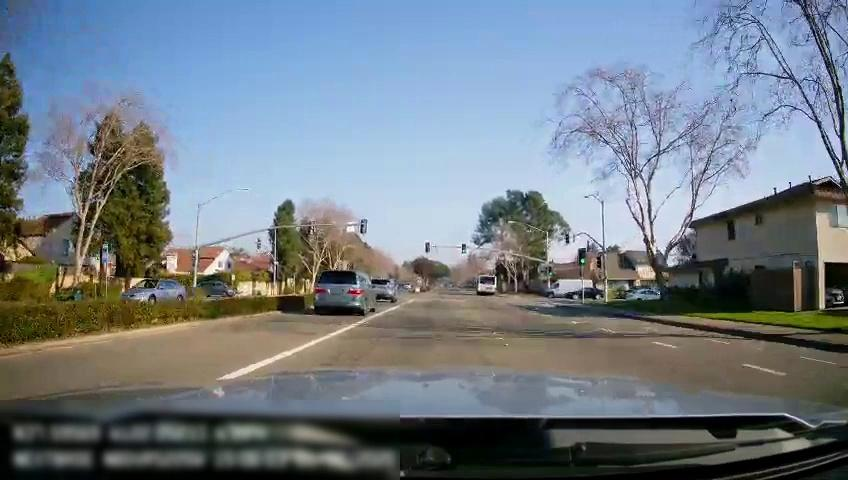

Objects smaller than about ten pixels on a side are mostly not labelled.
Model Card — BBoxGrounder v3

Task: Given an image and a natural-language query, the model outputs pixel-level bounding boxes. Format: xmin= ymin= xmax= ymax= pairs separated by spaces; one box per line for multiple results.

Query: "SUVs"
xmin=370 ymin=279 xmax=399 ymax=303
xmin=198 ymin=281 xmax=236 ymax=297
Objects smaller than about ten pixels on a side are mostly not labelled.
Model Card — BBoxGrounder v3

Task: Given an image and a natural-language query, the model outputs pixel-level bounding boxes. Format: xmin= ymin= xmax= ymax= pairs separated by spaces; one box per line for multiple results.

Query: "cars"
xmin=627 ymin=289 xmax=661 ymax=302
xmin=566 ymin=287 xmax=603 ymax=300
xmin=120 ymin=278 xmax=186 ymax=306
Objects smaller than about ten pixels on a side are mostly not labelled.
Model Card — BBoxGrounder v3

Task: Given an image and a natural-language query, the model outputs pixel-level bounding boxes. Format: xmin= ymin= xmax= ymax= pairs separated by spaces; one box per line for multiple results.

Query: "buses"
xmin=477 ymin=275 xmax=496 ymax=296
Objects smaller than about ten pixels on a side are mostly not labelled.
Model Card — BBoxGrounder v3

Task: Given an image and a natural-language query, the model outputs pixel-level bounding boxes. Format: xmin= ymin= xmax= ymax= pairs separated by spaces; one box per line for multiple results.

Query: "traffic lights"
xmin=565 ymin=233 xmax=570 ymax=244
xmin=578 ymin=248 xmax=587 ymax=265
xmin=360 ymin=218 xmax=368 ymax=234
xmin=596 ymin=256 xmax=602 ymax=270
xmin=425 ymin=242 xmax=430 ymax=253
xmin=461 ymin=243 xmax=467 ymax=254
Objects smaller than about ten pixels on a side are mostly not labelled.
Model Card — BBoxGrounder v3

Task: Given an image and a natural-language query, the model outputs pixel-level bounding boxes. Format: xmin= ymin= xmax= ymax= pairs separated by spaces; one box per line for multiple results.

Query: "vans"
xmin=544 ymin=279 xmax=593 ymax=298
xmin=313 ymin=270 xmax=377 ymax=316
